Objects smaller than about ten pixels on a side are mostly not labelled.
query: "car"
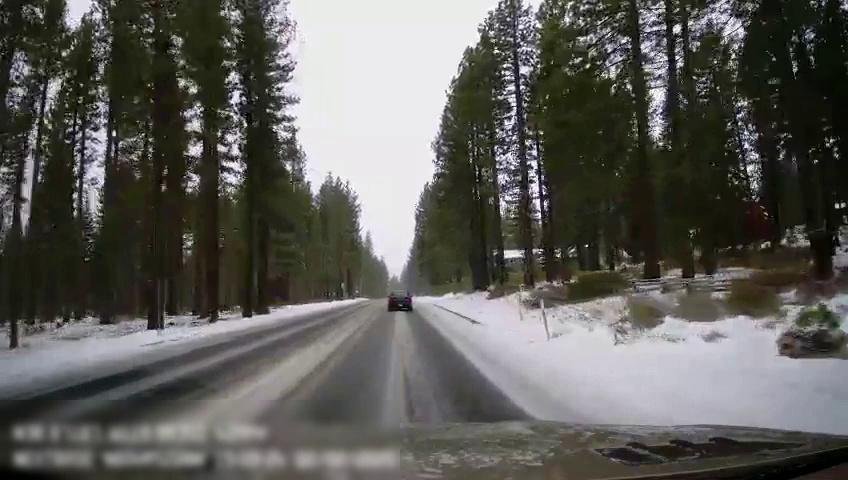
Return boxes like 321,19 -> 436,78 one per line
387,291 -> 413,312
